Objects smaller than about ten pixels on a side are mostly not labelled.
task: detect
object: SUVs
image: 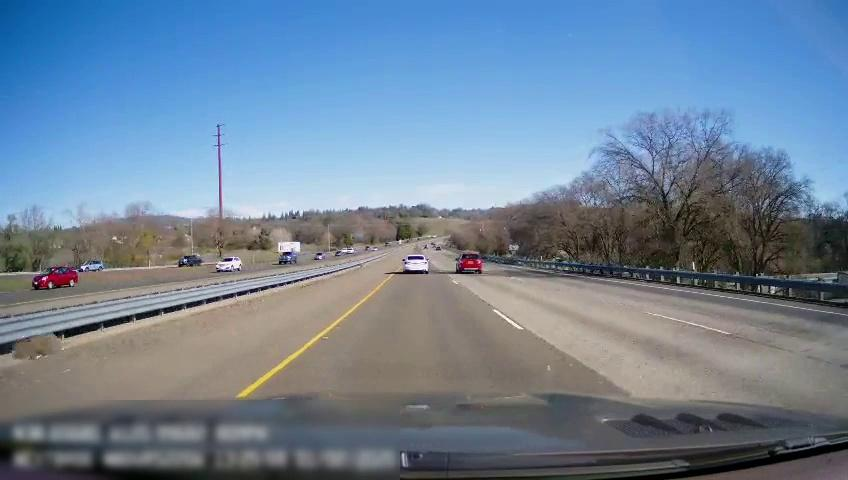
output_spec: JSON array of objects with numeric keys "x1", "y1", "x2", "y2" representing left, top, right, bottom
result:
[
  {"x1": 214, "y1": 256, "x2": 243, "y2": 273},
  {"x1": 278, "y1": 251, "x2": 298, "y2": 263},
  {"x1": 81, "y1": 259, "x2": 104, "y2": 272},
  {"x1": 179, "y1": 255, "x2": 201, "y2": 267}
]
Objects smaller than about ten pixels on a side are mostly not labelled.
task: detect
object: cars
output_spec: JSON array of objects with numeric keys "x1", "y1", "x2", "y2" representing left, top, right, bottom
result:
[
  {"x1": 455, "y1": 253, "x2": 483, "y2": 275},
  {"x1": 31, "y1": 265, "x2": 80, "y2": 291},
  {"x1": 313, "y1": 252, "x2": 326, "y2": 261},
  {"x1": 402, "y1": 254, "x2": 430, "y2": 275}
]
